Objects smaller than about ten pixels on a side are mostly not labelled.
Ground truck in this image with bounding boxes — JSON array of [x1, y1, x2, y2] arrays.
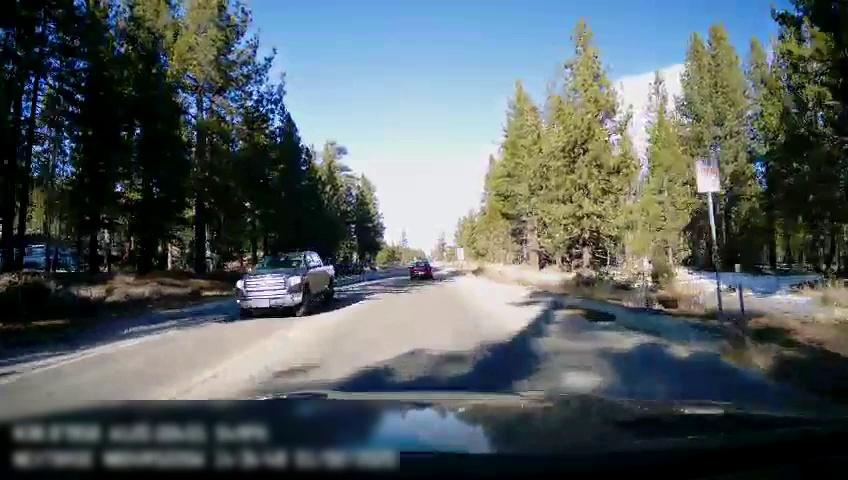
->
[[235, 250, 337, 321]]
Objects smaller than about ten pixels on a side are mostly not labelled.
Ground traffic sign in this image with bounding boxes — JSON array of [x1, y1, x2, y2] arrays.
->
[[696, 160, 723, 193]]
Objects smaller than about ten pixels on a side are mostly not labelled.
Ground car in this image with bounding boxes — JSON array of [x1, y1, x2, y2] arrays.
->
[[410, 261, 433, 281]]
